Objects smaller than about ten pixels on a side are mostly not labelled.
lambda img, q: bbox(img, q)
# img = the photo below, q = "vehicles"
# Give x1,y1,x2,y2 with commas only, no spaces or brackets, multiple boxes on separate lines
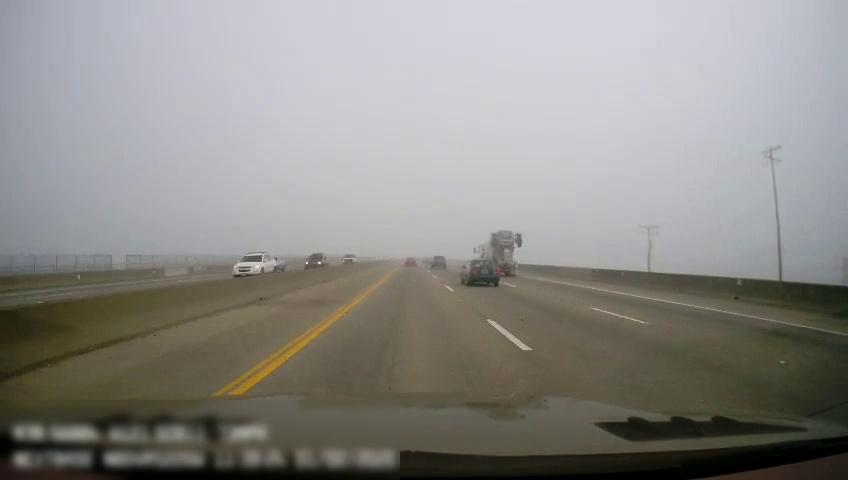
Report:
231,250,279,279
404,257,417,266
459,258,501,287
271,255,287,273
472,229,524,277
429,256,447,270
341,253,358,265
303,253,330,270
